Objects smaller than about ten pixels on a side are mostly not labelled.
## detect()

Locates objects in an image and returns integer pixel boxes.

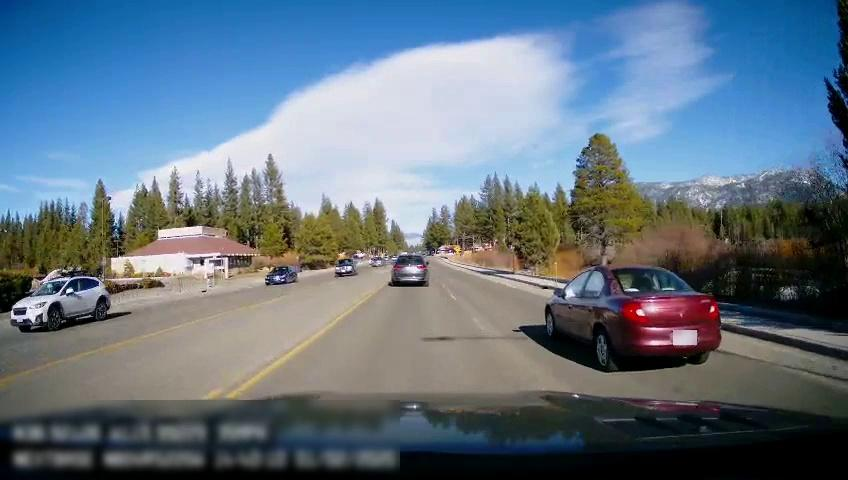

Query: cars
[542,264,720,370]
[368,255,385,267]
[264,265,297,288]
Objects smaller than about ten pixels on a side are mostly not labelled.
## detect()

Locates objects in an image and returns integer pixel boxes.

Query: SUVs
[390,253,430,286]
[10,276,111,333]
[334,258,356,277]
